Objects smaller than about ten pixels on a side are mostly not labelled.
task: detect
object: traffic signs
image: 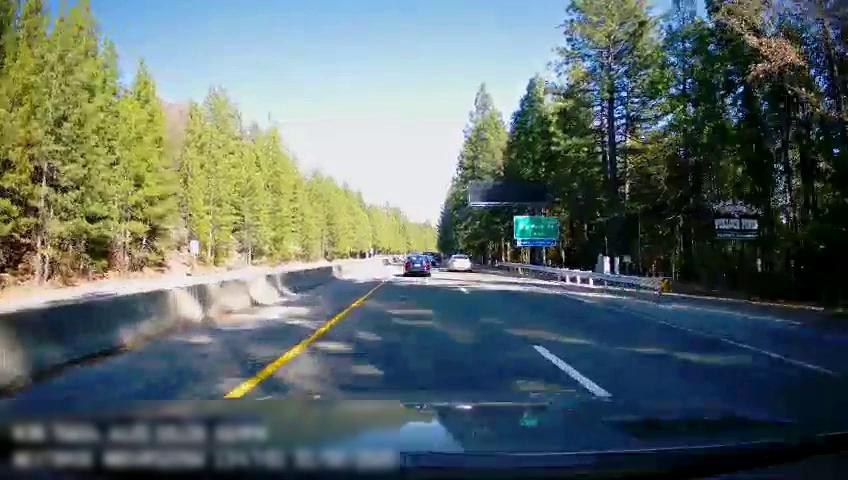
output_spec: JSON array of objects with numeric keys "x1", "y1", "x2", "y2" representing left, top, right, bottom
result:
[
  {"x1": 516, "y1": 240, "x2": 558, "y2": 249},
  {"x1": 661, "y1": 278, "x2": 674, "y2": 294},
  {"x1": 513, "y1": 214, "x2": 560, "y2": 240}
]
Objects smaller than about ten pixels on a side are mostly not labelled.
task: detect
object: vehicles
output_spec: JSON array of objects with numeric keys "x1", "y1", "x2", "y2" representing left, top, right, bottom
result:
[
  {"x1": 448, "y1": 255, "x2": 471, "y2": 272},
  {"x1": 404, "y1": 255, "x2": 431, "y2": 278},
  {"x1": 422, "y1": 254, "x2": 436, "y2": 266}
]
